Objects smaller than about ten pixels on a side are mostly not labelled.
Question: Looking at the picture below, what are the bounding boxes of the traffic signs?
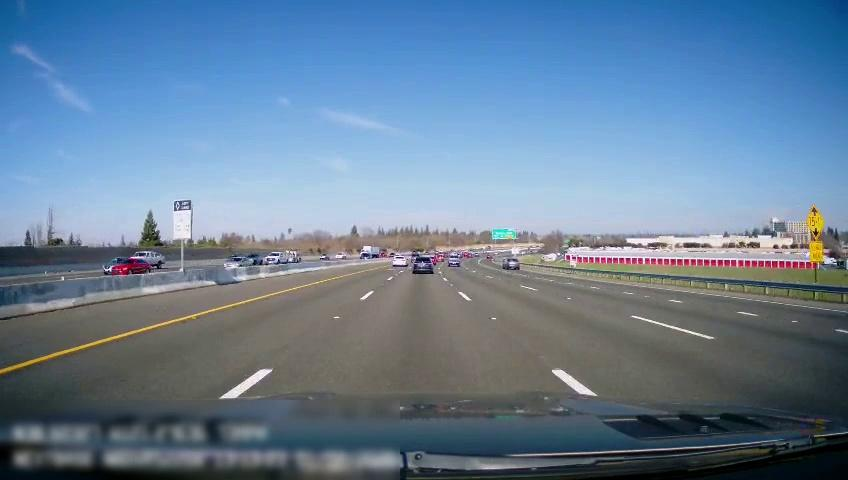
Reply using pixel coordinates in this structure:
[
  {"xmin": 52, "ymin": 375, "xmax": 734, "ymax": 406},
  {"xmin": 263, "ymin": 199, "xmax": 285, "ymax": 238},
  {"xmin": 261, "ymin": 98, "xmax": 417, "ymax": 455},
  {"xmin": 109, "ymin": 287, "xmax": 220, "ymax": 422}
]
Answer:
[
  {"xmin": 809, "ymin": 240, "xmax": 824, "ymax": 262},
  {"xmin": 172, "ymin": 199, "xmax": 192, "ymax": 241},
  {"xmin": 806, "ymin": 204, "xmax": 825, "ymax": 240},
  {"xmin": 491, "ymin": 228, "xmax": 516, "ymax": 240}
]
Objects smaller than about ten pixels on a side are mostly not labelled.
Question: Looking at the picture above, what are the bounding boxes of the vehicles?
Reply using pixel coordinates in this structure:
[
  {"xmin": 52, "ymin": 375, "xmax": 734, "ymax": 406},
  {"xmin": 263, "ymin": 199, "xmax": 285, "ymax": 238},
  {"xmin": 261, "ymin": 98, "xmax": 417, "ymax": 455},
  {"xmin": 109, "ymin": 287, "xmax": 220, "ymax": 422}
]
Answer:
[
  {"xmin": 262, "ymin": 251, "xmax": 291, "ymax": 265},
  {"xmin": 360, "ymin": 245, "xmax": 380, "ymax": 260},
  {"xmin": 243, "ymin": 253, "xmax": 265, "ymax": 266},
  {"xmin": 448, "ymin": 255, "xmax": 460, "ymax": 268},
  {"xmin": 284, "ymin": 250, "xmax": 303, "ymax": 263},
  {"xmin": 223, "ymin": 256, "xmax": 254, "ymax": 269},
  {"xmin": 129, "ymin": 250, "xmax": 168, "ymax": 270},
  {"xmin": 502, "ymin": 258, "xmax": 520, "ymax": 271},
  {"xmin": 104, "ymin": 256, "xmax": 125, "ymax": 275},
  {"xmin": 335, "ymin": 252, "xmax": 348, "ymax": 259},
  {"xmin": 412, "ymin": 257, "xmax": 434, "ymax": 275},
  {"xmin": 110, "ymin": 257, "xmax": 153, "ymax": 276},
  {"xmin": 391, "ymin": 254, "xmax": 409, "ymax": 268}
]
